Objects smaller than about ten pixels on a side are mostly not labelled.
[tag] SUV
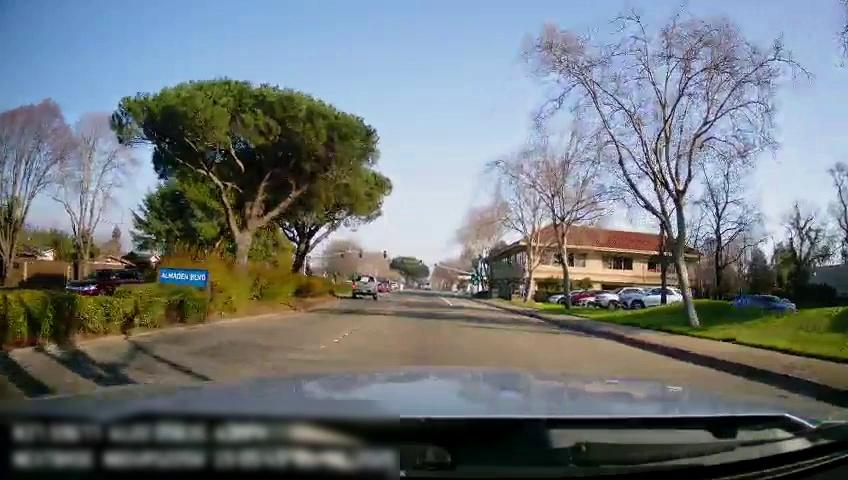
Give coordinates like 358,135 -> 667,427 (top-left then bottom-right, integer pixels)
65,268 -> 145,298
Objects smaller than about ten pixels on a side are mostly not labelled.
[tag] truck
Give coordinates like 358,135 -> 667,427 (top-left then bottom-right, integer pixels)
352,275 -> 377,298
